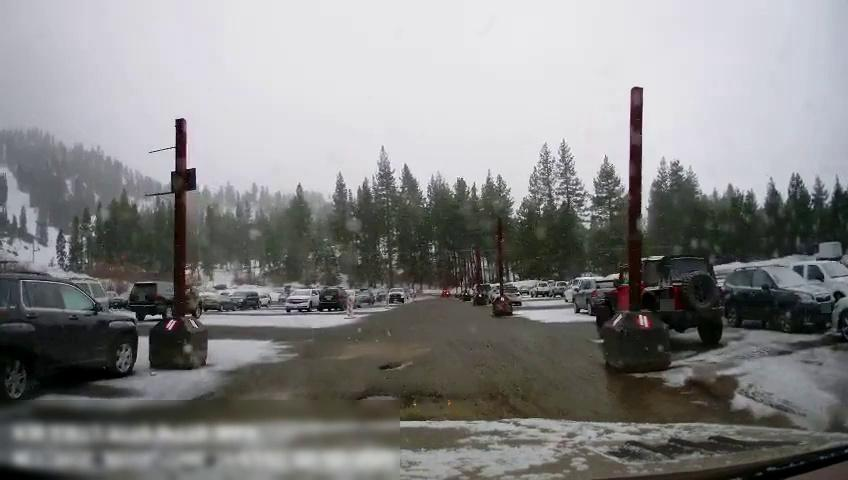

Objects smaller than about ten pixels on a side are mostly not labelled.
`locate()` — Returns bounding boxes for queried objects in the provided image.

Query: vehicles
[487,284,523,306]
[388,287,405,304]
[71,278,109,311]
[201,295,237,313]
[230,291,261,309]
[286,288,319,313]
[593,261,724,348]
[830,292,848,341]
[128,281,200,321]
[0,272,140,407]
[721,265,838,334]
[572,278,614,316]
[318,286,347,312]
[789,261,848,302]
